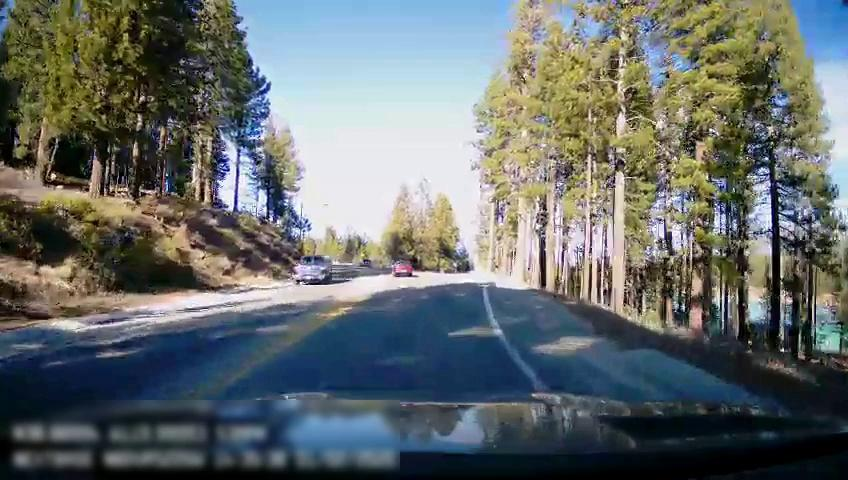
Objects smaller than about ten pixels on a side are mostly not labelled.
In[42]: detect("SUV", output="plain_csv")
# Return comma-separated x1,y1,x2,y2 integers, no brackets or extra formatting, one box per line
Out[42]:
293,254,333,287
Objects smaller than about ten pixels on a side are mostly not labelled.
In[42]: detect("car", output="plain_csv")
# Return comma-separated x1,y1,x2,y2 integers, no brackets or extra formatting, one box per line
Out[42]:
392,260,412,277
